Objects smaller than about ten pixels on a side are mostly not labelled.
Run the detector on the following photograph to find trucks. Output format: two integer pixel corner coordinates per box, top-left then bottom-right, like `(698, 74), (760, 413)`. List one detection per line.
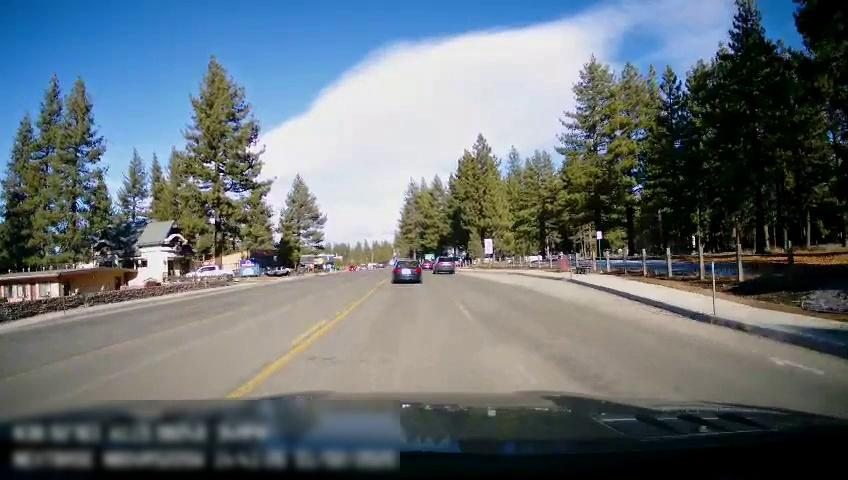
(184, 265), (232, 282)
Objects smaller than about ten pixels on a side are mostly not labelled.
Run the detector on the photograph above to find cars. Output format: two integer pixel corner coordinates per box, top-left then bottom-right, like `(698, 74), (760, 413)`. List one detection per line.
(421, 259), (435, 270)
(393, 259), (422, 283)
(266, 267), (291, 278)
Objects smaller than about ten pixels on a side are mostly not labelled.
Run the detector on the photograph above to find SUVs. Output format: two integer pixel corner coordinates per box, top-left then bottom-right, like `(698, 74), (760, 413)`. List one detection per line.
(433, 256), (456, 275)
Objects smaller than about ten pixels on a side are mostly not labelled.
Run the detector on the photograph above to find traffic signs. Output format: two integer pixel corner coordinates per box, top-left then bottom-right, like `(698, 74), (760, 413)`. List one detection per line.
(483, 237), (494, 253)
